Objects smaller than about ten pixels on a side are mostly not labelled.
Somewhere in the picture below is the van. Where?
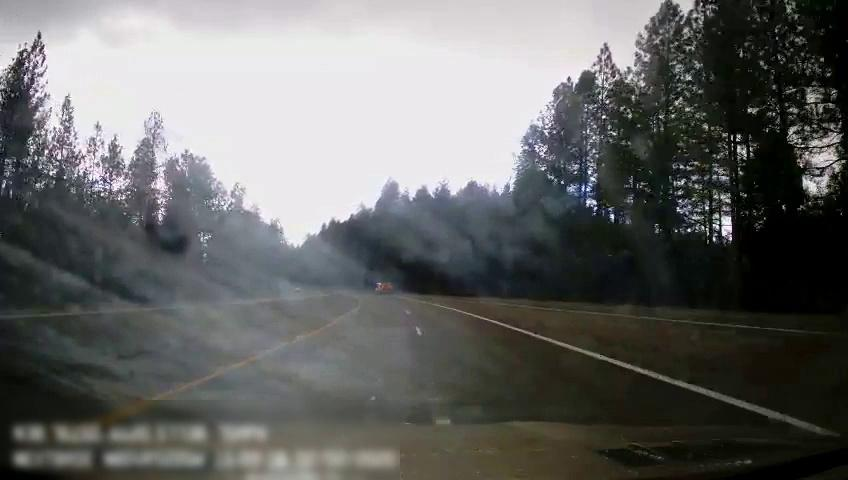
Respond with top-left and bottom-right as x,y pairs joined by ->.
375,282 -> 391,293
